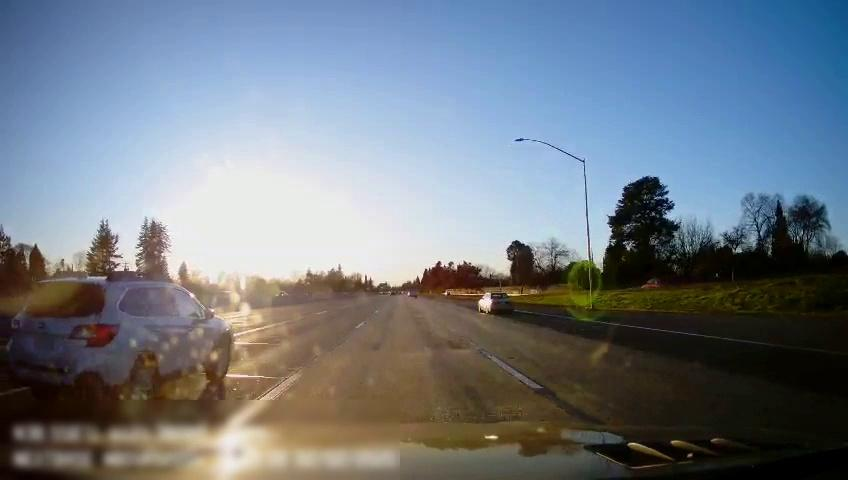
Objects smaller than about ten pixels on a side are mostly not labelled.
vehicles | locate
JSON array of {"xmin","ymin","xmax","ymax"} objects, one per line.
[
  {"xmin": 407, "ymin": 289, "xmax": 419, "ymax": 298},
  {"xmin": 478, "ymin": 292, "xmax": 514, "ymax": 316},
  {"xmin": 7, "ymin": 273, "xmax": 236, "ymax": 413},
  {"xmin": 640, "ymin": 278, "xmax": 671, "ymax": 290},
  {"xmin": 274, "ymin": 291, "xmax": 288, "ymax": 297}
]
